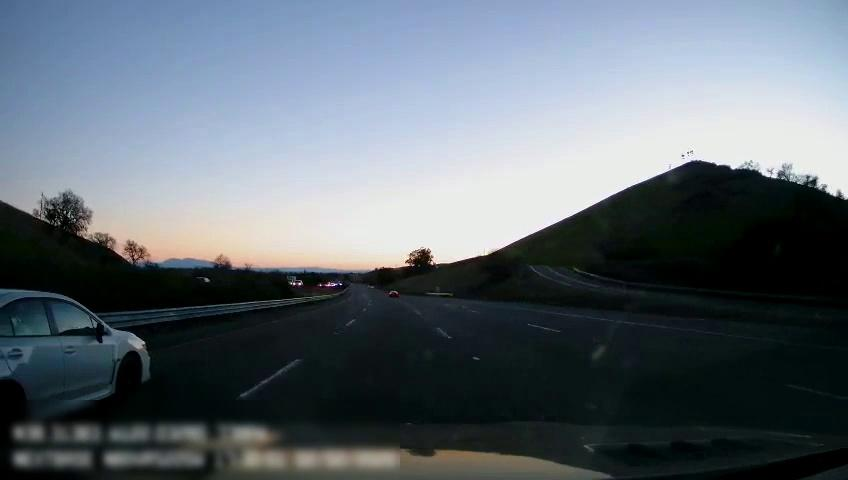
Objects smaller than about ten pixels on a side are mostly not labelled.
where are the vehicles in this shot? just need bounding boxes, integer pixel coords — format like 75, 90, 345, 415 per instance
0, 288, 152, 443
387, 290, 399, 298
291, 279, 305, 288
194, 276, 211, 285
